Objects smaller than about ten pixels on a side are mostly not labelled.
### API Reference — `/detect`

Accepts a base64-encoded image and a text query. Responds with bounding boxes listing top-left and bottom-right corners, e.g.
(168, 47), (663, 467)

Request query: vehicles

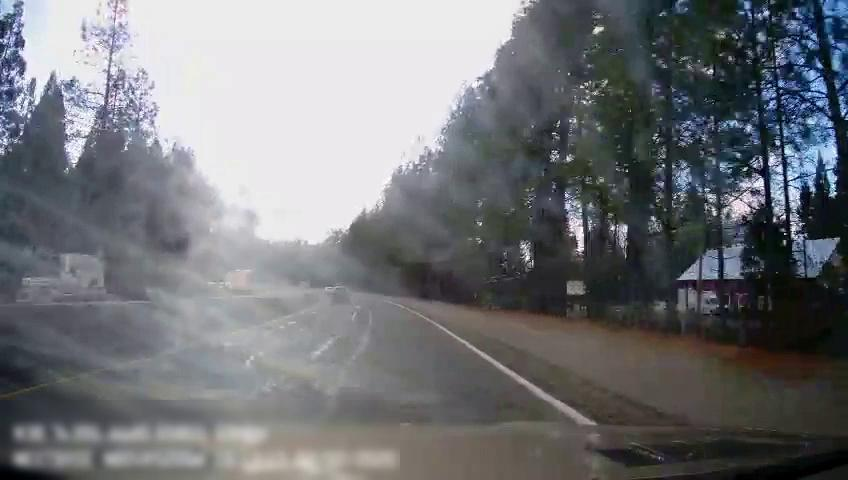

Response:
(18, 255), (105, 303)
(300, 279), (312, 290)
(330, 286), (350, 304)
(697, 296), (732, 316)
(203, 282), (233, 299)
